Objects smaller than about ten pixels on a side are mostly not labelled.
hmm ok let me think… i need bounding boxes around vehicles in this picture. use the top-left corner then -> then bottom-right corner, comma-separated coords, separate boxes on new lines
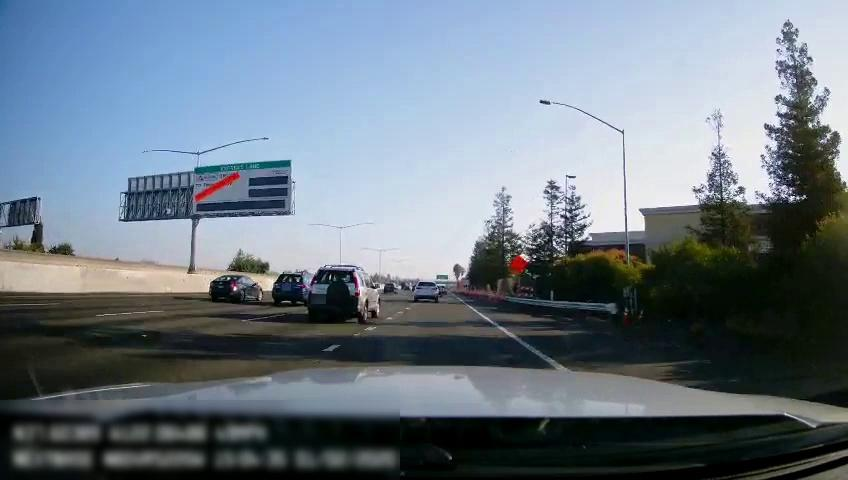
208,274 -> 264,305
414,280 -> 440,303
439,285 -> 449,296
306,266 -> 381,326
272,271 -> 314,308
383,283 -> 398,294
404,285 -> 412,292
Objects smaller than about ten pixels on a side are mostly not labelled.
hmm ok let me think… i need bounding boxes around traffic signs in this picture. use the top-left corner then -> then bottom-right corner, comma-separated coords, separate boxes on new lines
437,275 -> 449,280
505,255 -> 527,275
